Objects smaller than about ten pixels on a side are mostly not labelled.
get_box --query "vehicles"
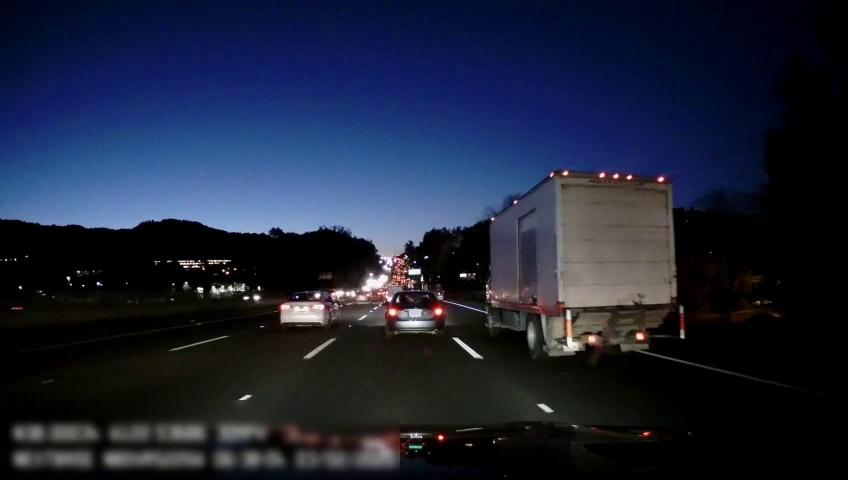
[280,291,339,327]
[484,170,684,362]
[412,280,445,302]
[355,291,373,305]
[240,290,264,304]
[382,290,446,340]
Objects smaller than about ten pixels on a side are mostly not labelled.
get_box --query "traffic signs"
[408,269,421,276]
